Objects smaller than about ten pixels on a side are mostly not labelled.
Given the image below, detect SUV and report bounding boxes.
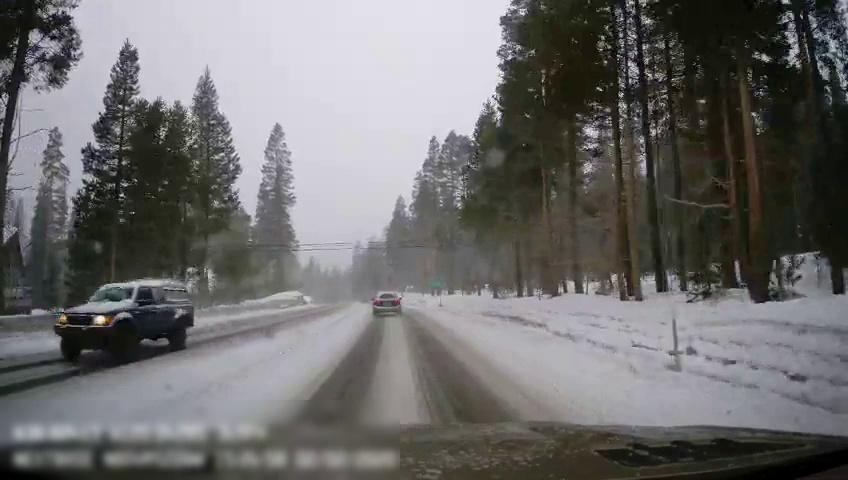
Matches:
[53,279,194,362]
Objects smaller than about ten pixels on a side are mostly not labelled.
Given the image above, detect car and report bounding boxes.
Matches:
[370,289,403,317]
